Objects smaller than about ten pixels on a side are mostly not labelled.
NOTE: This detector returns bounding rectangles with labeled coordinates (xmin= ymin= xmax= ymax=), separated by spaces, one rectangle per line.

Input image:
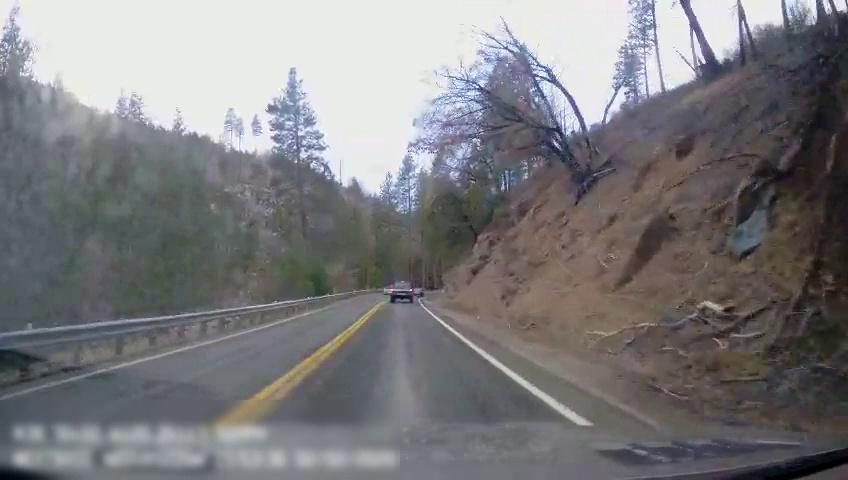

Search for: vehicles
xmin=414 ymin=287 xmax=425 ymax=297
xmin=390 ymin=280 xmax=414 ymax=304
